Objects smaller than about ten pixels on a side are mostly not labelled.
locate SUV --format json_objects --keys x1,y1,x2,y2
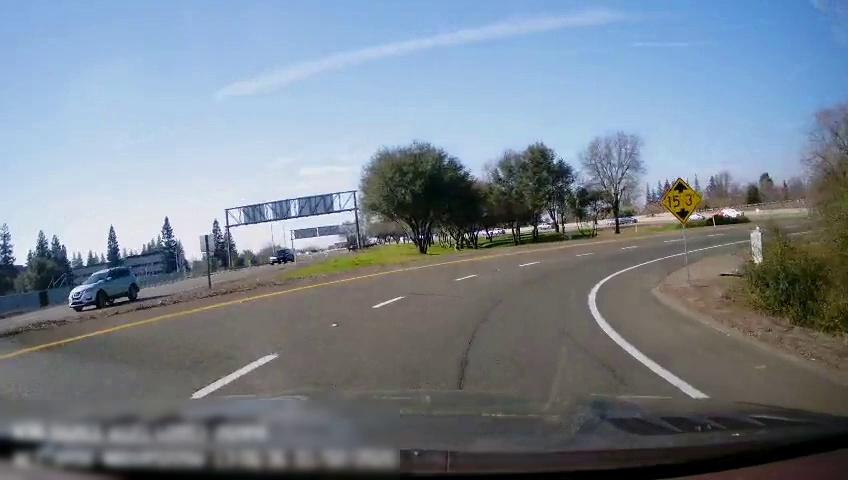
[{"x1": 68, "y1": 266, "x2": 141, "y2": 312}]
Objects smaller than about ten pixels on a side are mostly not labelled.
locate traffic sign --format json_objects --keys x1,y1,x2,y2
[{"x1": 659, "y1": 177, "x2": 704, "y2": 224}]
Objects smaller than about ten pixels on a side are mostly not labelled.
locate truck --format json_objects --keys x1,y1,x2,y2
[{"x1": 269, "y1": 248, "x2": 296, "y2": 265}]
